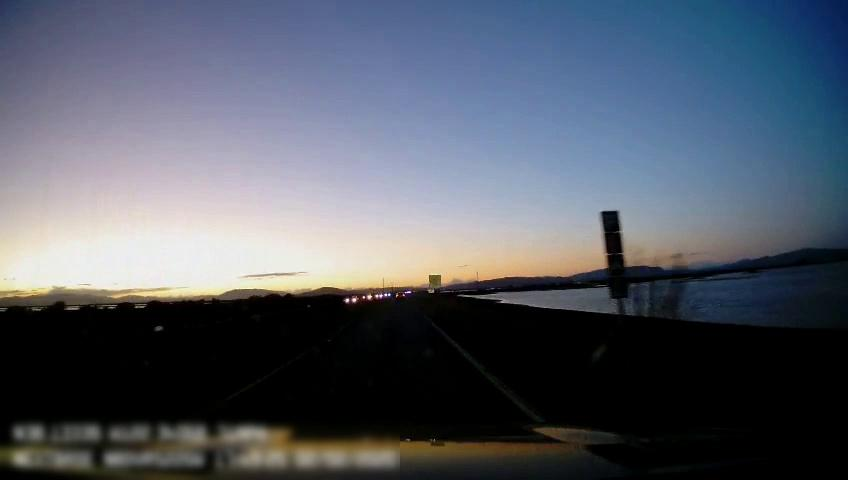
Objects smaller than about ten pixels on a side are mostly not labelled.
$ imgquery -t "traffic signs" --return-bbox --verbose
[604,232,622,254]
[428,274,442,289]
[609,275,628,298]
[601,210,620,232]
[607,253,625,273]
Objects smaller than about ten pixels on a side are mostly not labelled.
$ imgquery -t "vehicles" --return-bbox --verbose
[361,293,374,302]
[343,295,359,305]
[395,291,406,299]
